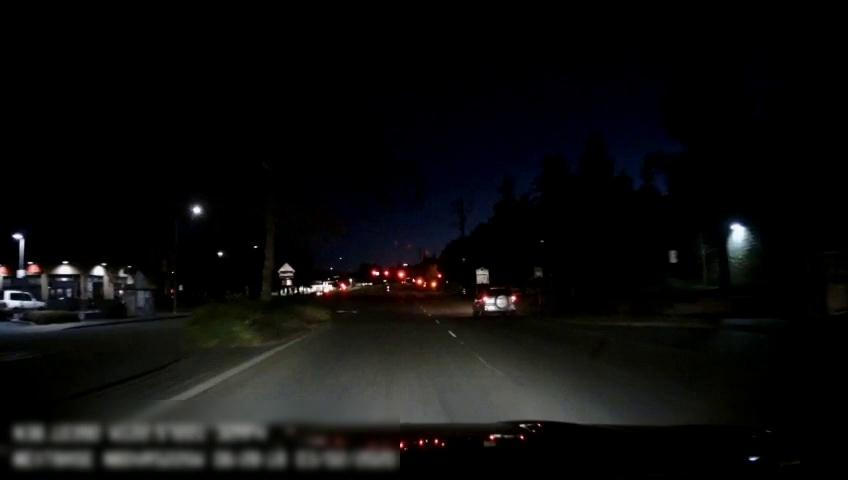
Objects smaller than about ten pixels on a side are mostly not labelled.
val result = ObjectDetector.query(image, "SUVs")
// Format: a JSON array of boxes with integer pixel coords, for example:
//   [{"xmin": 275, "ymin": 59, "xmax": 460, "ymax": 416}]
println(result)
[
  {"xmin": 472, "ymin": 282, "xmax": 519, "ymax": 321},
  {"xmin": 0, "ymin": 290, "xmax": 47, "ymax": 316}
]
